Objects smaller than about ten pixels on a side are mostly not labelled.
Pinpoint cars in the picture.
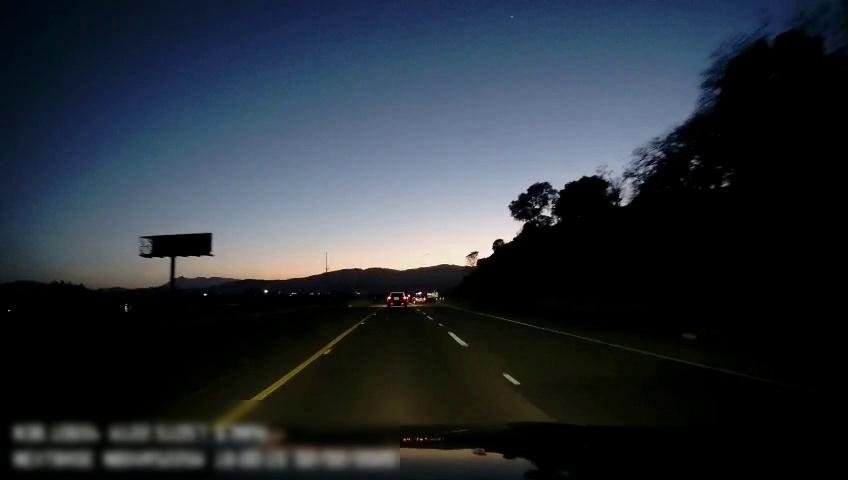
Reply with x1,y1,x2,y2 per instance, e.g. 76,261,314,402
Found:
412,295,425,305
387,292,406,307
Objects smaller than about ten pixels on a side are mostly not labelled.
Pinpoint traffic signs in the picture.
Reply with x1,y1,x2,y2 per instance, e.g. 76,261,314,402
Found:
426,292,438,298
